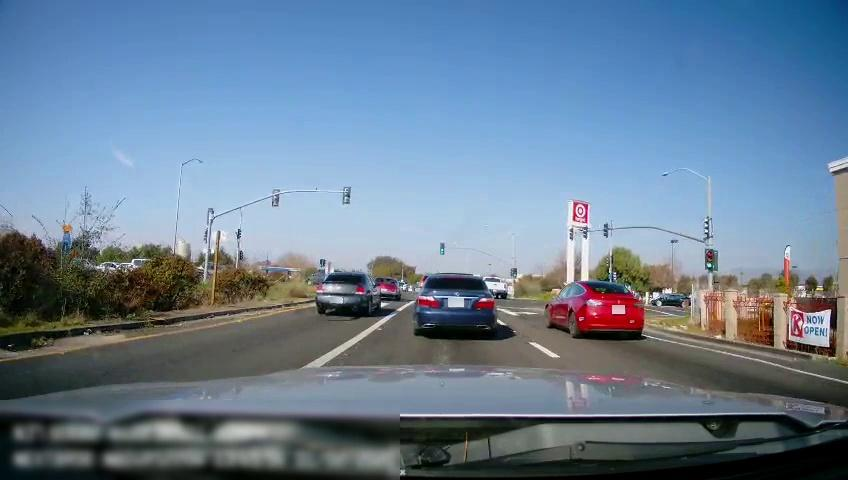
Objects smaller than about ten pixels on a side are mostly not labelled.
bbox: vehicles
[131,258,149,271]
[315,272,382,315]
[542,279,646,339]
[397,280,408,292]
[419,274,431,289]
[650,292,692,308]
[95,261,127,274]
[372,276,402,301]
[413,271,498,337]
[481,276,509,300]
[305,273,329,286]
[119,262,136,272]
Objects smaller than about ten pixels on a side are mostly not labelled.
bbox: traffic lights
[604,255,610,268]
[710,249,720,274]
[271,189,281,209]
[235,227,243,241]
[702,215,715,241]
[508,266,514,279]
[206,207,215,225]
[703,247,716,273]
[611,270,618,283]
[439,241,446,256]
[512,267,518,279]
[601,222,610,240]
[582,224,590,240]
[341,185,353,205]
[567,226,575,241]
[203,227,209,241]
